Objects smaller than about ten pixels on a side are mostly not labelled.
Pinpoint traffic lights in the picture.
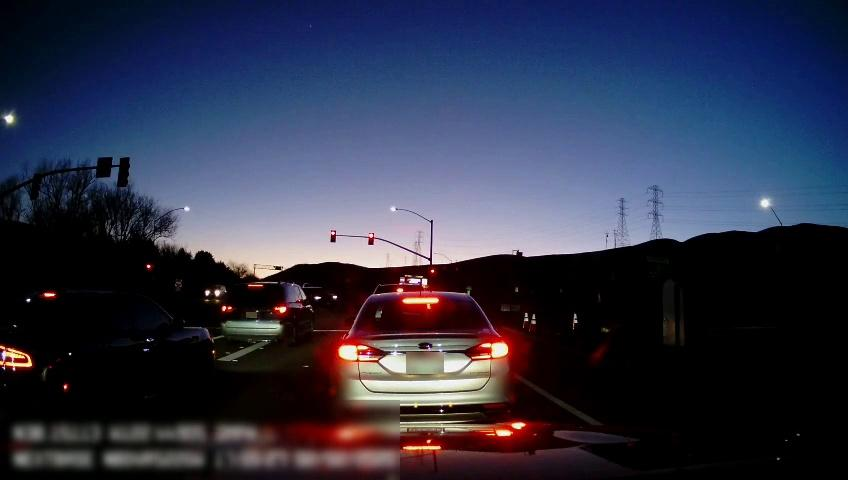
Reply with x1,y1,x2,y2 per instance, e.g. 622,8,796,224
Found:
29,172,42,201
116,156,130,188
329,229,337,243
367,232,375,246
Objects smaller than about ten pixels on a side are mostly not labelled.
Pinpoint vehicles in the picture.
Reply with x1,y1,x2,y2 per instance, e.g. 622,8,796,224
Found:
334,290,515,426
204,284,227,299
300,286,338,314
373,284,430,306
219,281,314,345
0,288,217,448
